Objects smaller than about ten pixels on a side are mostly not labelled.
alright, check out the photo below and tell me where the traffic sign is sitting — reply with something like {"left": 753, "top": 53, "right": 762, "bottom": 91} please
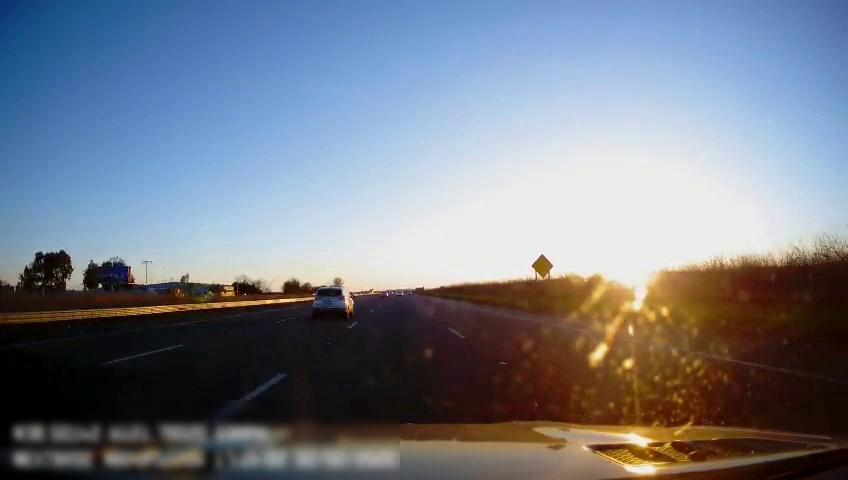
{"left": 531, "top": 253, "right": 555, "bottom": 278}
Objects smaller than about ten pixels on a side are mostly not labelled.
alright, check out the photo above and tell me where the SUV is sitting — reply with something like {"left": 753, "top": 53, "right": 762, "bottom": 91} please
{"left": 310, "top": 286, "right": 355, "bottom": 322}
